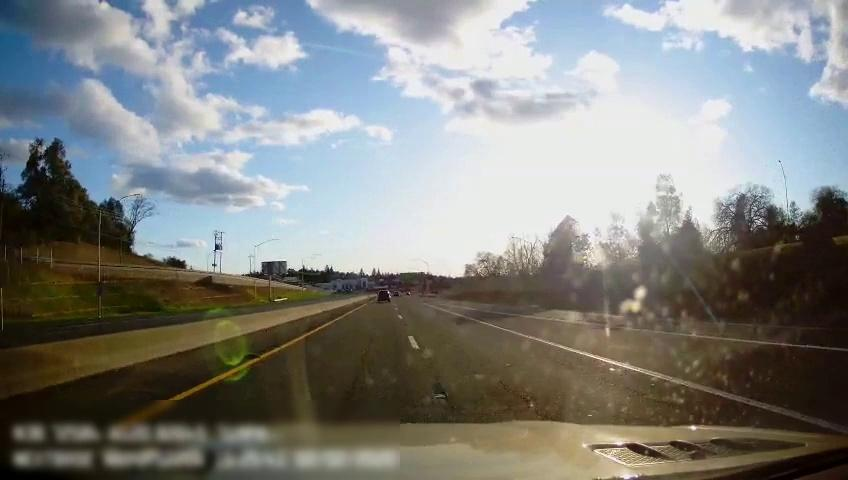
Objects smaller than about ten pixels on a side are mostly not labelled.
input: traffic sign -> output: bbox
[399,273,417,280]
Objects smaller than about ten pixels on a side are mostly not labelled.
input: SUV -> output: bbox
[377,289,391,302]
